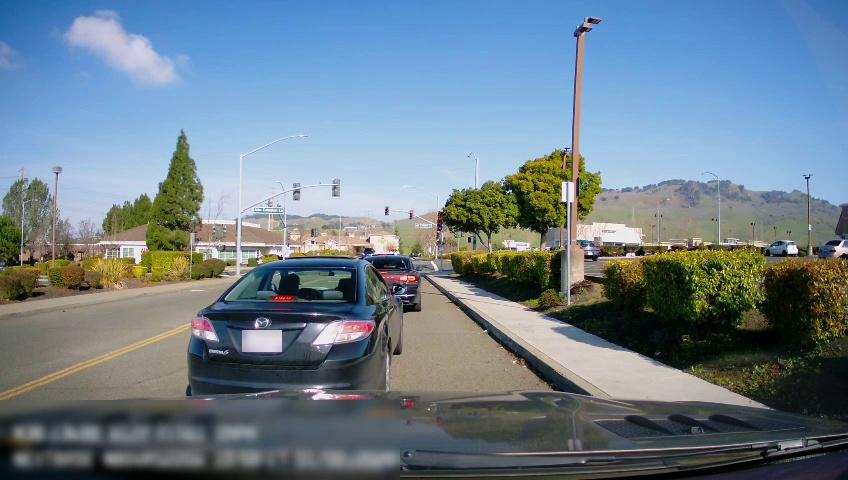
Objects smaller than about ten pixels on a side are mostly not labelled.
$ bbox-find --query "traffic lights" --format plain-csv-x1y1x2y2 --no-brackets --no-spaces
291,183,300,201
331,179,340,196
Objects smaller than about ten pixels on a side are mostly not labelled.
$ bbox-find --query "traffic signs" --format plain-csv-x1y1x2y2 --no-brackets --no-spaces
417,222,433,229
254,205,285,216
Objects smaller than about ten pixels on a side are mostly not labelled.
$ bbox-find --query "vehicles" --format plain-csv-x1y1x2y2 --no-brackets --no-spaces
361,245,374,255
184,255,405,396
367,255,424,311
764,239,799,256
577,237,602,260
817,237,848,270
